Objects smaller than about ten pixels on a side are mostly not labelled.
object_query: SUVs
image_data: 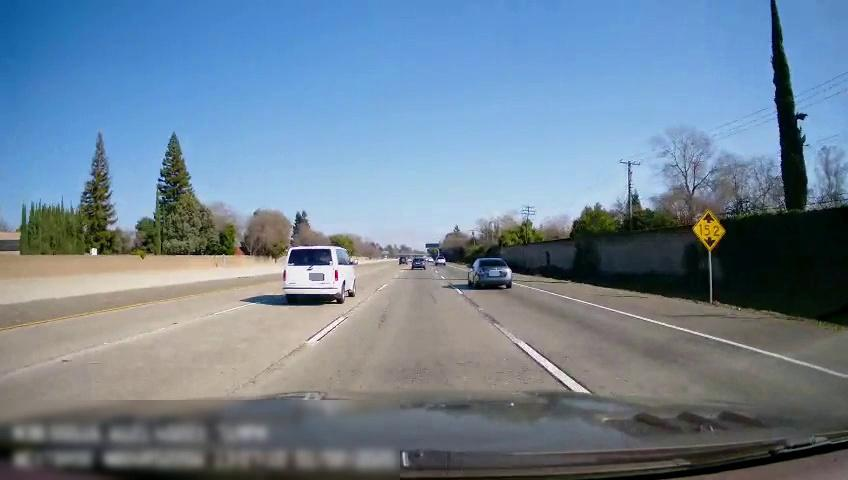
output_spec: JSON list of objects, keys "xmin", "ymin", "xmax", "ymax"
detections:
[{"xmin": 434, "ymin": 256, "xmax": 446, "ymax": 266}]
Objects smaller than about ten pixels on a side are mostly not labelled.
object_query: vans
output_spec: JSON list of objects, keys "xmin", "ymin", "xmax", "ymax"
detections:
[{"xmin": 280, "ymin": 246, "xmax": 358, "ymax": 307}]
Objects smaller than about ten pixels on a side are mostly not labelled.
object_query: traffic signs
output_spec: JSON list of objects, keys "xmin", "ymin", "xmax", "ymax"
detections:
[{"xmin": 691, "ymin": 210, "xmax": 726, "ymax": 251}]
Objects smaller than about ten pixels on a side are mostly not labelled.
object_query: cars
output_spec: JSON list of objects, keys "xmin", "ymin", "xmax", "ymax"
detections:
[
  {"xmin": 465, "ymin": 257, "xmax": 513, "ymax": 289},
  {"xmin": 411, "ymin": 257, "xmax": 426, "ymax": 270}
]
